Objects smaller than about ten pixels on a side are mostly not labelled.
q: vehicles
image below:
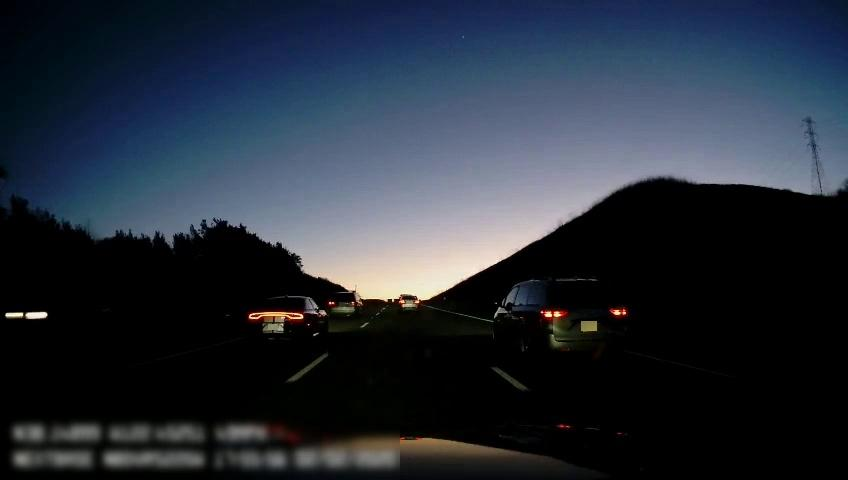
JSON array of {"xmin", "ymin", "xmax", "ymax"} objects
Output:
[
  {"xmin": 398, "ymin": 295, "xmax": 421, "ymax": 314},
  {"xmin": 327, "ymin": 291, "xmax": 364, "ymax": 320},
  {"xmin": 246, "ymin": 294, "xmax": 330, "ymax": 350},
  {"xmin": 491, "ymin": 277, "xmax": 629, "ymax": 360},
  {"xmin": 3, "ymin": 290, "xmax": 111, "ymax": 347}
]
